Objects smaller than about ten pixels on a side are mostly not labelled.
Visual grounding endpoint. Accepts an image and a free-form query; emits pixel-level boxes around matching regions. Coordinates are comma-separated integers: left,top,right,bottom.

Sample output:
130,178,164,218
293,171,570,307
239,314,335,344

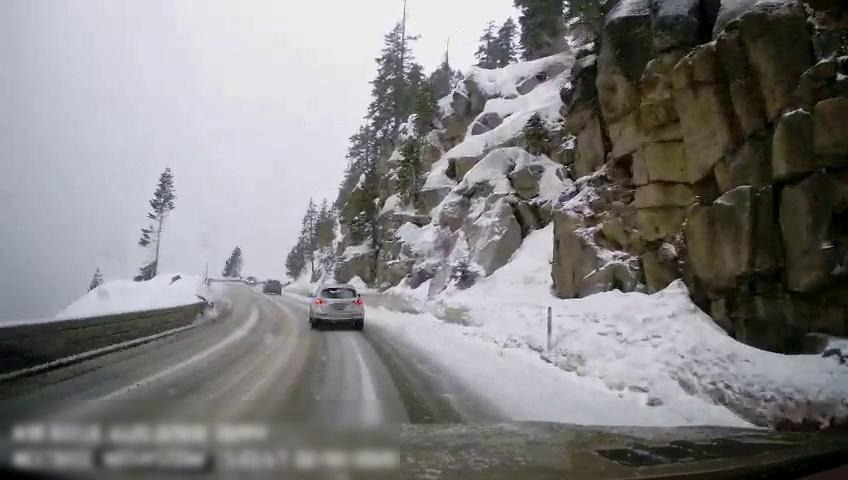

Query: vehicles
245,276,256,285
306,283,364,331
262,279,282,295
